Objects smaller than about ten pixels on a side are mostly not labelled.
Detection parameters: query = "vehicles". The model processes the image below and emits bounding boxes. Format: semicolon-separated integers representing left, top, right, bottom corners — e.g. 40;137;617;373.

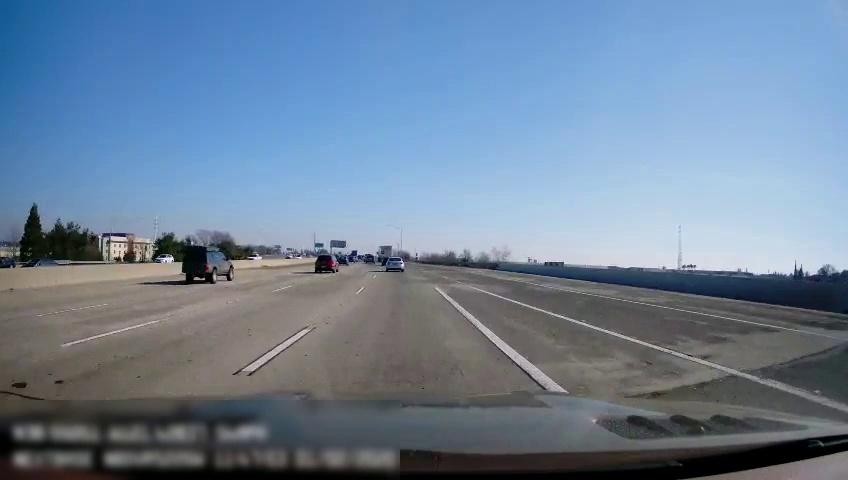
314;254;341;274
364;254;376;264
376;244;393;263
180;250;237;285
0;256;16;269
384;256;406;273
247;253;263;261
21;258;53;268
155;254;175;264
